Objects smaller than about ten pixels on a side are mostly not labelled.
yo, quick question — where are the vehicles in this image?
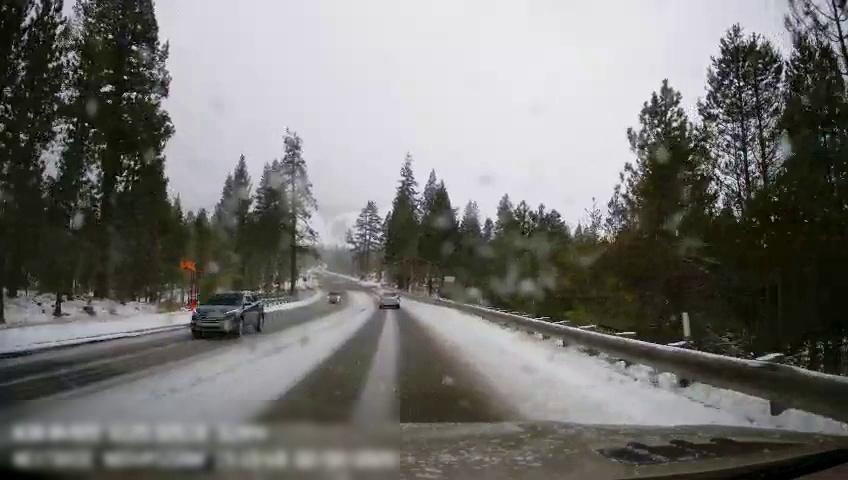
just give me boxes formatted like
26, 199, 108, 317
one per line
188, 289, 265, 339
326, 291, 342, 305
378, 292, 401, 310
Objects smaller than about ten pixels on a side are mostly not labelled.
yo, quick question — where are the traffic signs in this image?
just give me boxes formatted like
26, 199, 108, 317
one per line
443, 276, 455, 283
